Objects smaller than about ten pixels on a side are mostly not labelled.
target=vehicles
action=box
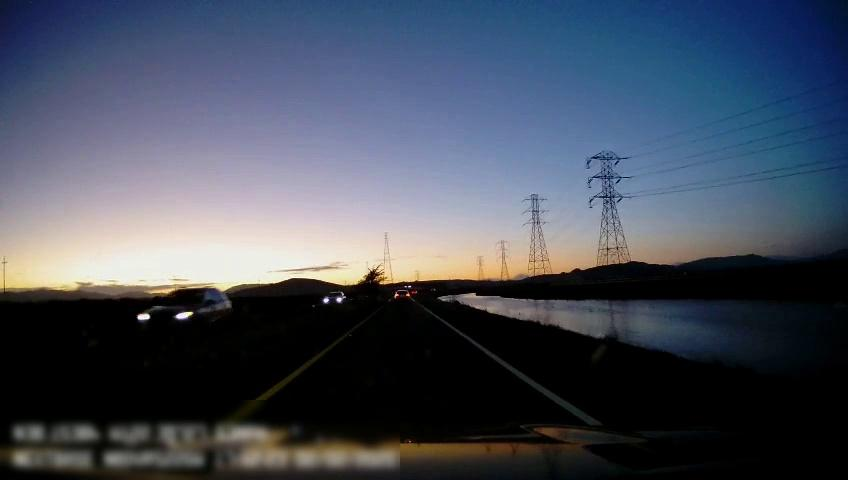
[393,289,411,303]
[323,291,345,307]
[135,287,234,340]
